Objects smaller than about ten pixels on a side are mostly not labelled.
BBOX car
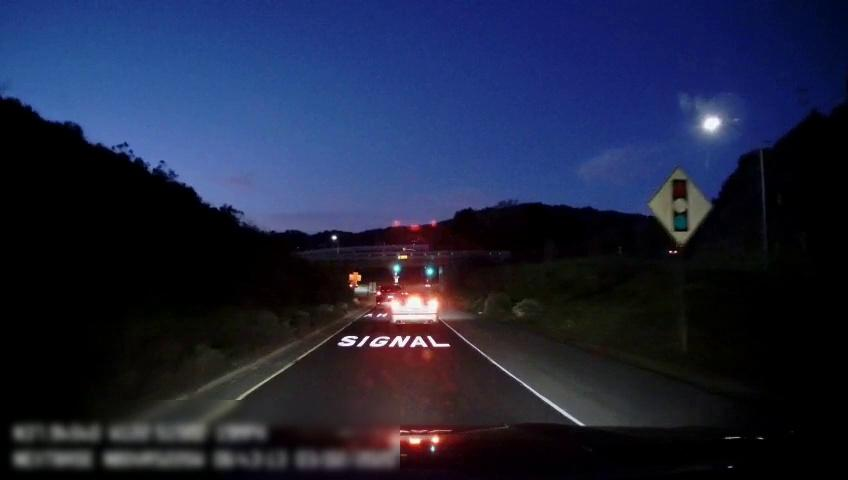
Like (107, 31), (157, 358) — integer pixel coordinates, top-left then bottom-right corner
(392, 291), (439, 326)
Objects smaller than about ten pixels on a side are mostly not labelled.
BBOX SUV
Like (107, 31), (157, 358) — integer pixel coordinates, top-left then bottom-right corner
(375, 285), (404, 309)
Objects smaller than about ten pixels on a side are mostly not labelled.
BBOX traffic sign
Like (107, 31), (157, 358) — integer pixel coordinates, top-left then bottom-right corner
(646, 164), (714, 247)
